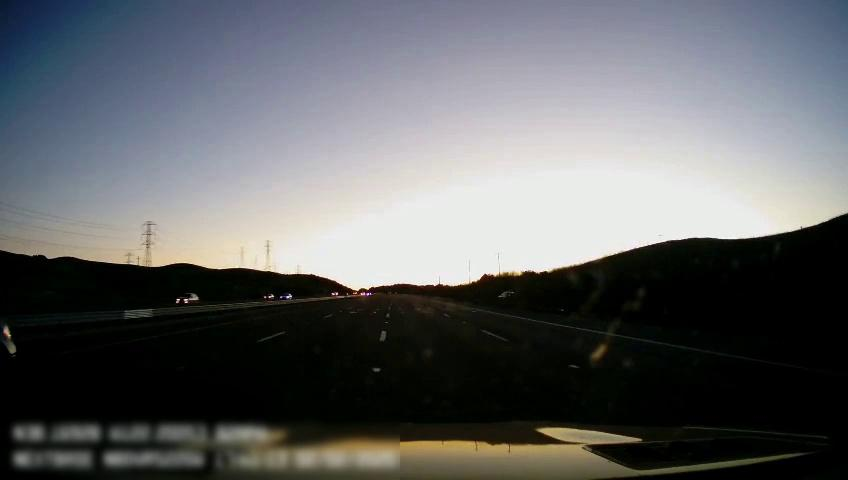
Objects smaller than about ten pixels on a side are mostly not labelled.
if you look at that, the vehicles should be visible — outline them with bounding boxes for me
[263,293,274,301]
[279,293,293,301]
[0,317,20,386]
[496,291,518,304]
[176,292,200,306]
